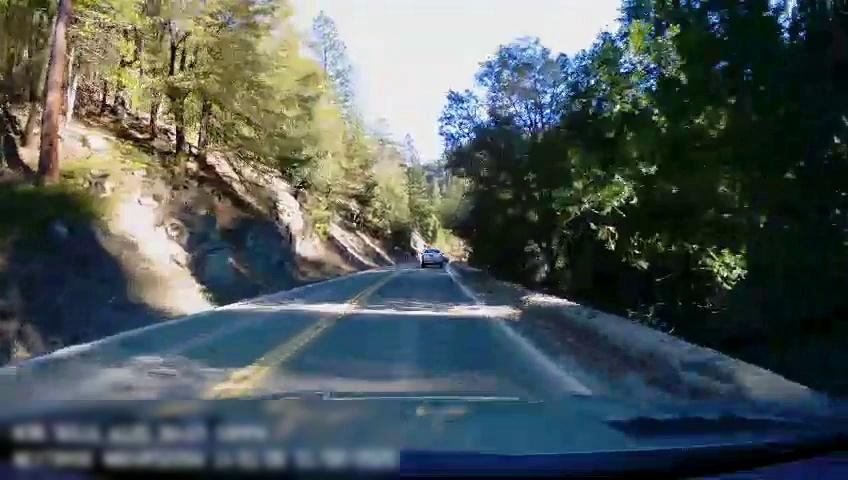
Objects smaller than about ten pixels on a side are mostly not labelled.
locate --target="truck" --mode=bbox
[420,248,444,268]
